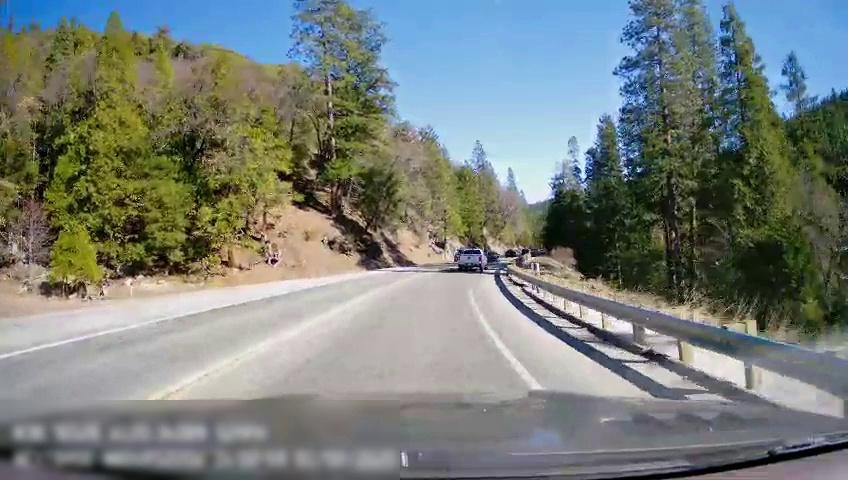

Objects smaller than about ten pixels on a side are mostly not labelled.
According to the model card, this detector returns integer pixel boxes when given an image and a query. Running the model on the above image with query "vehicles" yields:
[484,251,501,263]
[504,249,517,258]
[453,249,466,263]
[458,248,487,272]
